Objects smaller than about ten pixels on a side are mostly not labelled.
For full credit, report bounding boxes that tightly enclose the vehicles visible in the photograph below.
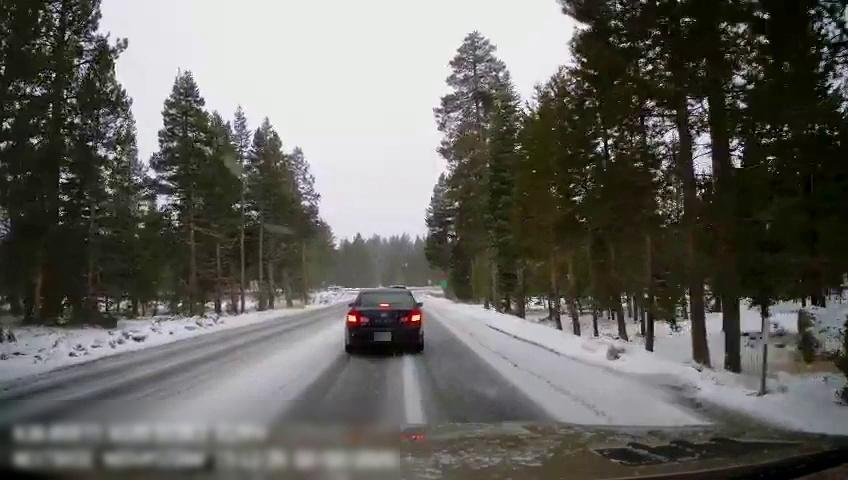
[345,290,424,354]
[387,285,408,291]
